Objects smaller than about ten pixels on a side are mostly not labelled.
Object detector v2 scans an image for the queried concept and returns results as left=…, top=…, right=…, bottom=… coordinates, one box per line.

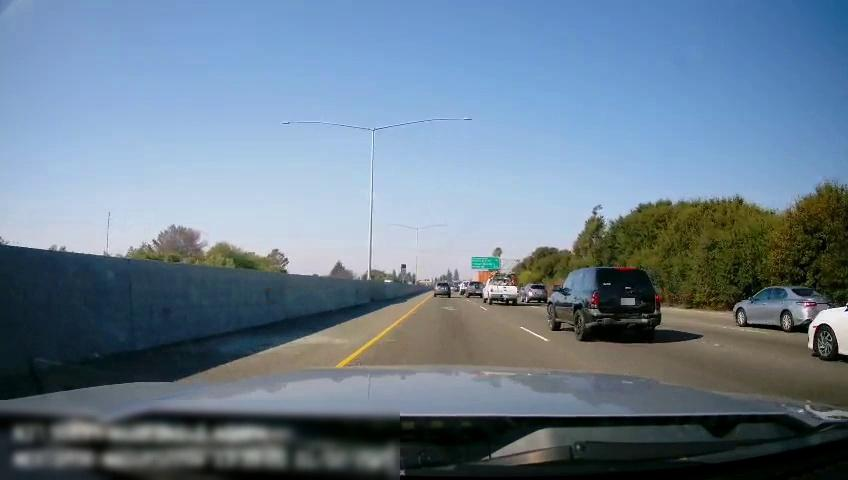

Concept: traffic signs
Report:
left=399, top=263, right=407, bottom=277
left=470, top=255, right=502, bottom=271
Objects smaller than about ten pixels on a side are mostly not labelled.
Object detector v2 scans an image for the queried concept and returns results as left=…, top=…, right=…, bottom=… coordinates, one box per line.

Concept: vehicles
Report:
left=482, top=272, right=518, bottom=306
left=458, top=281, right=465, bottom=295
left=433, top=282, right=451, bottom=299
left=733, top=285, right=833, bottom=332
left=545, top=265, right=663, bottom=342
left=807, top=304, right=848, bottom=362
left=465, top=281, right=484, bottom=298
left=474, top=271, right=490, bottom=282
left=520, top=283, right=547, bottom=304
